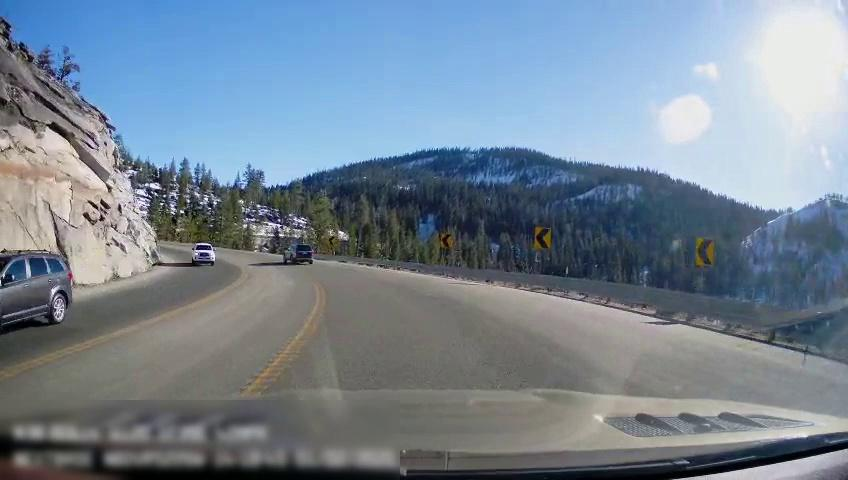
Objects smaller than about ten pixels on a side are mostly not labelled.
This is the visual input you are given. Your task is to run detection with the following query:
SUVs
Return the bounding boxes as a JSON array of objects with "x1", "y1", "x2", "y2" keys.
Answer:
[
  {"x1": 0, "y1": 248, "x2": 74, "y2": 329},
  {"x1": 282, "y1": 243, "x2": 313, "y2": 265},
  {"x1": 191, "y1": 242, "x2": 217, "y2": 267}
]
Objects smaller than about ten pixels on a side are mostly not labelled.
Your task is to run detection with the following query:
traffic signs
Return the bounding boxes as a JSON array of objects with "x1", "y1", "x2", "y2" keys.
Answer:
[
  {"x1": 328, "y1": 234, "x2": 339, "y2": 248},
  {"x1": 441, "y1": 231, "x2": 453, "y2": 249},
  {"x1": 695, "y1": 237, "x2": 717, "y2": 267},
  {"x1": 534, "y1": 224, "x2": 553, "y2": 251}
]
